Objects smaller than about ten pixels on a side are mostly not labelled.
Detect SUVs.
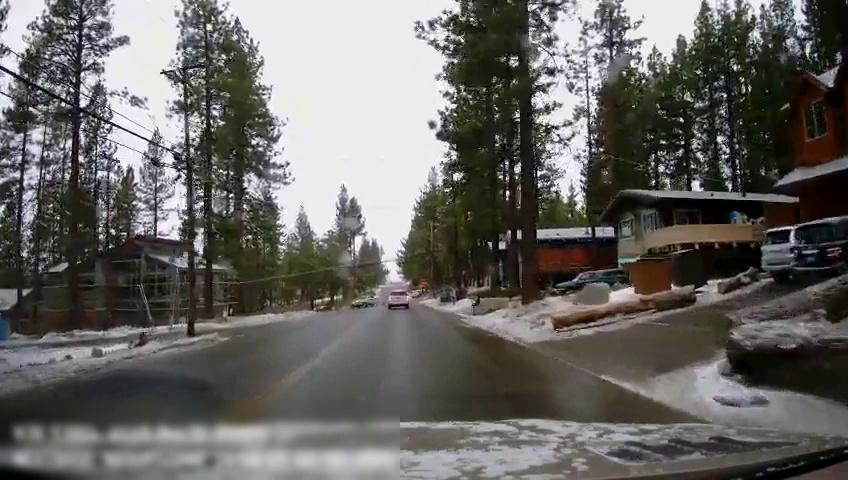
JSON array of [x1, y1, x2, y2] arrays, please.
[[553, 268, 630, 296], [790, 214, 848, 287], [386, 289, 409, 310], [760, 225, 794, 287]]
